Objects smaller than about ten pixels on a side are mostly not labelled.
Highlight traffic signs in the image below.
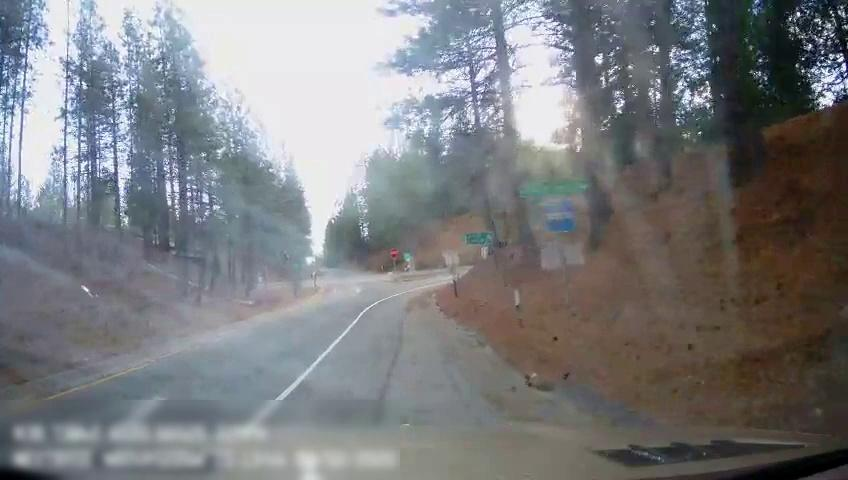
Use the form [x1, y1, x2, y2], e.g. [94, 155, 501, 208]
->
[545, 203, 576, 234]
[522, 178, 588, 198]
[388, 247, 400, 259]
[465, 232, 494, 246]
